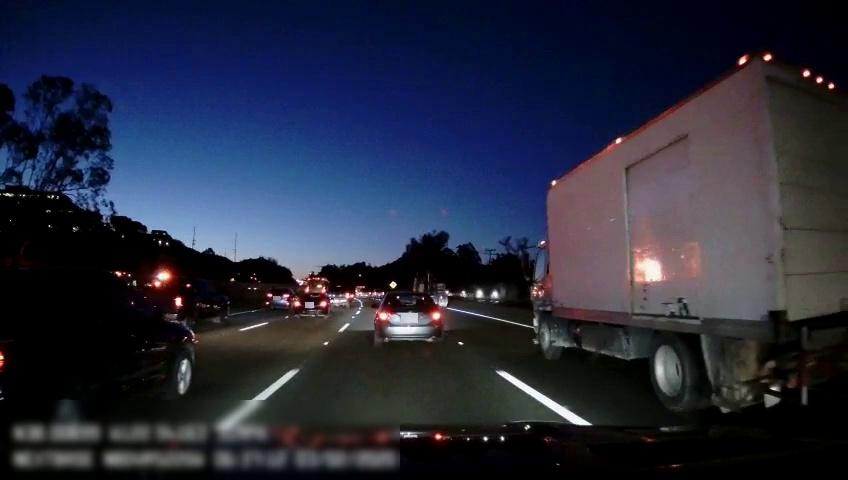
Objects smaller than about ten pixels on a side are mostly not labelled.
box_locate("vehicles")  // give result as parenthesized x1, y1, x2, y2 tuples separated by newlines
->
(293, 293, 331, 317)
(520, 51, 848, 417)
(0, 265, 198, 439)
(305, 277, 330, 294)
(332, 293, 350, 309)
(371, 291, 443, 349)
(412, 278, 449, 308)
(265, 288, 293, 310)
(174, 285, 228, 321)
